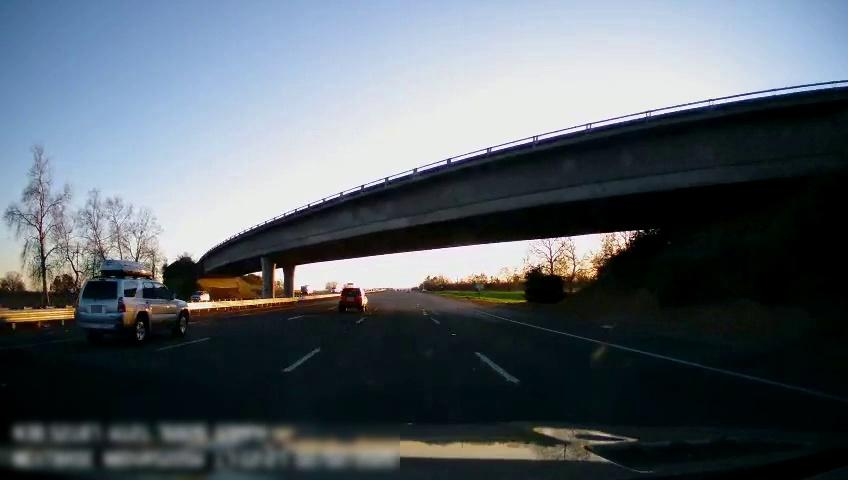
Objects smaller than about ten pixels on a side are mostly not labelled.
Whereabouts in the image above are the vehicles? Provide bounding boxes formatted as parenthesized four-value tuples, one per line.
(330, 285, 341, 294)
(339, 287, 368, 312)
(76, 260, 191, 344)
(190, 291, 210, 303)
(300, 285, 313, 296)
